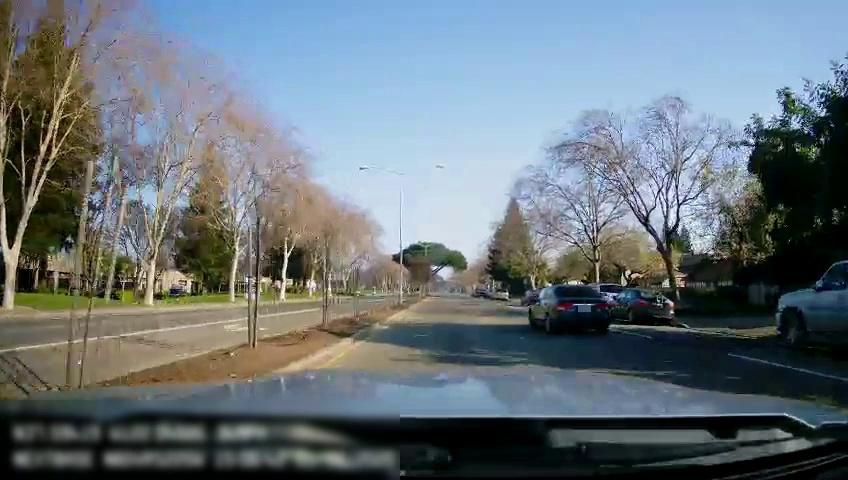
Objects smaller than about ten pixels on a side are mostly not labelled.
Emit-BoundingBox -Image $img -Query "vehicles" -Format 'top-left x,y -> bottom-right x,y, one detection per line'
519,287 -> 543,307
605,287 -> 675,327
584,283 -> 626,306
527,284 -> 618,338
488,287 -> 510,302
775,260 -> 848,357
